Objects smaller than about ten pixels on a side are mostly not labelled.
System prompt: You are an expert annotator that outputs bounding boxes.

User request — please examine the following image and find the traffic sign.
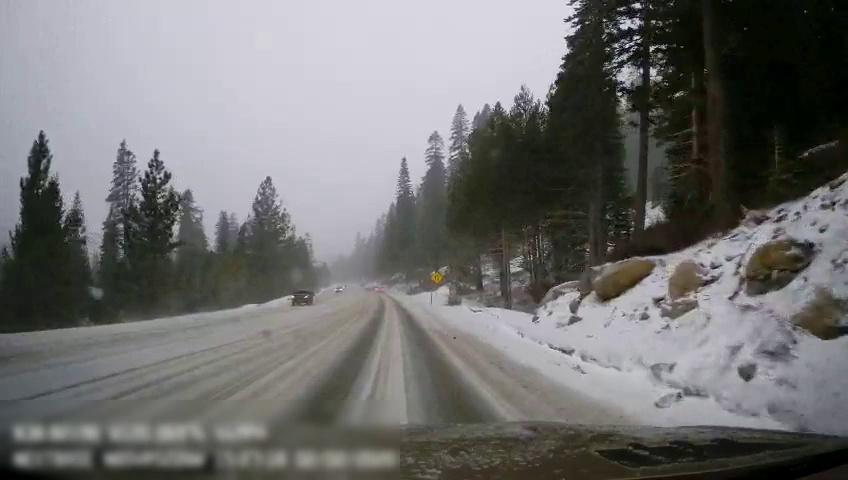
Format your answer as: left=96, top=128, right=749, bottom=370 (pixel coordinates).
left=431, top=271, right=443, bottom=284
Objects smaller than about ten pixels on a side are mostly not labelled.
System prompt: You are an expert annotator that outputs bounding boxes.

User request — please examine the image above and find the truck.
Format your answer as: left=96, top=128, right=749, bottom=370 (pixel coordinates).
left=291, top=289, right=314, bottom=306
